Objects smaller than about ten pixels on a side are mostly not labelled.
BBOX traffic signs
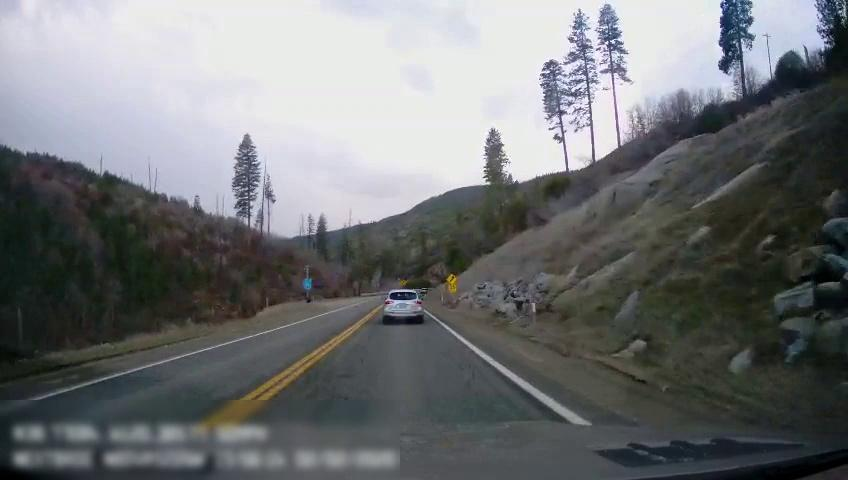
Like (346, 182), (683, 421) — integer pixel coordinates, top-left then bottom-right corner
(445, 273), (457, 284)
(447, 284), (458, 294)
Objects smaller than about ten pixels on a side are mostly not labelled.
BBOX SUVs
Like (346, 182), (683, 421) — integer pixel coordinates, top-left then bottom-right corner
(382, 289), (424, 324)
